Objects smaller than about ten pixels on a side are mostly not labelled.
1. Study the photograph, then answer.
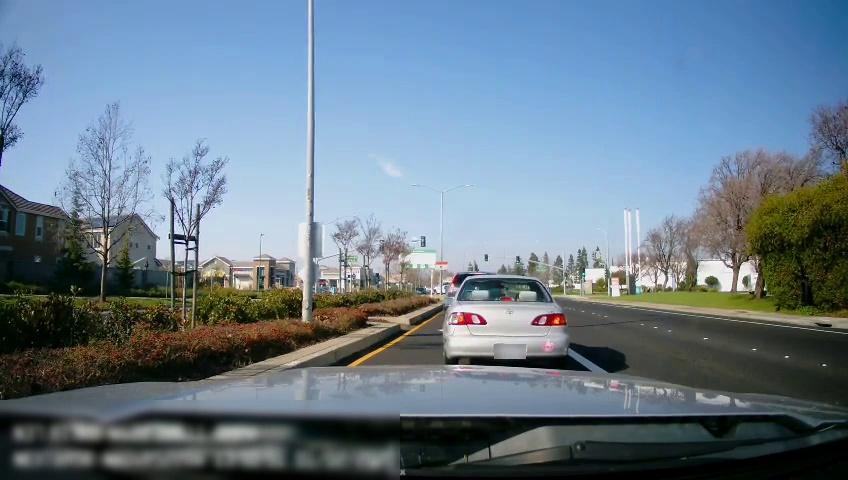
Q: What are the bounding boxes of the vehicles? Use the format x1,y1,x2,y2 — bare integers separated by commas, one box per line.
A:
430,279,447,296
441,275,569,362
451,271,490,288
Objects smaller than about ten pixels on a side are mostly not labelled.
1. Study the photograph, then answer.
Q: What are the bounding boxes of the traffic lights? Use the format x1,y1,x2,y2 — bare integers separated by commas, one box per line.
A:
419,234,425,247
377,238,383,250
